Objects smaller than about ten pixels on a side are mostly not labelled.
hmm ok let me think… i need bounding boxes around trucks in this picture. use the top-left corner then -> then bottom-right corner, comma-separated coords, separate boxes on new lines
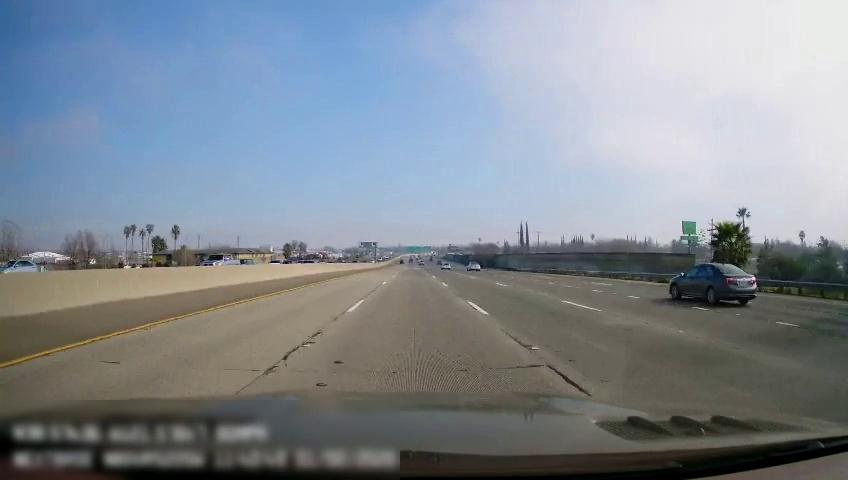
200,253 -> 241,268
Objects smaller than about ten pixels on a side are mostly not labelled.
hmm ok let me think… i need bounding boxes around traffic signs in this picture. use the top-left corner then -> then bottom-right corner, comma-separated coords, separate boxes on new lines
408,246 -> 420,252
363,242 -> 374,248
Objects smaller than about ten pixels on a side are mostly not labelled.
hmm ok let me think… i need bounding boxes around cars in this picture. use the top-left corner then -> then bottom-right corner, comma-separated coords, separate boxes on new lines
0,259 -> 40,274
467,262 -> 480,272
668,262 -> 758,307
